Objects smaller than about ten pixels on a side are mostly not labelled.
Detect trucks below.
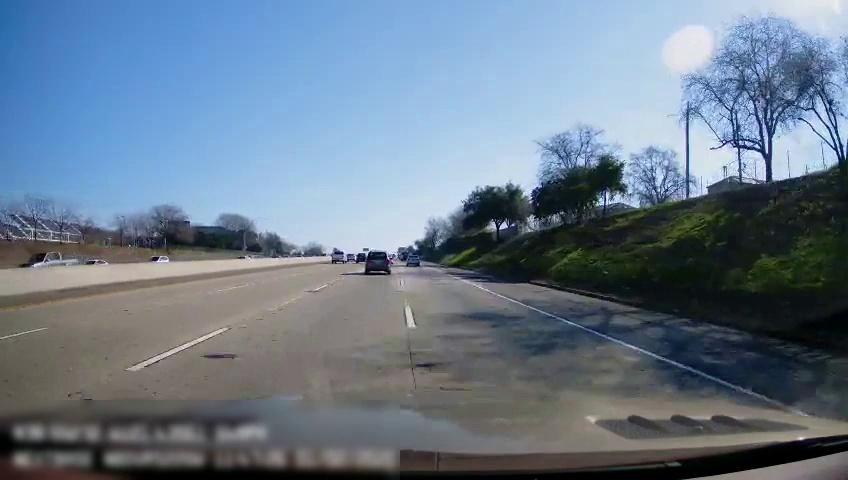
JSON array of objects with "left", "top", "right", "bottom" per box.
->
[{"left": 18, "top": 252, "right": 79, "bottom": 268}]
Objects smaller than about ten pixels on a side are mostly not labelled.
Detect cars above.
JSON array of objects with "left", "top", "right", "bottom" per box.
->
[
  {"left": 83, "top": 259, "right": 109, "bottom": 265},
  {"left": 355, "top": 252, "right": 367, "bottom": 263}
]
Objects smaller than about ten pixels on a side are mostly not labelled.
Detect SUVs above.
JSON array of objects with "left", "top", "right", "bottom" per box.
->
[
  {"left": 364, "top": 251, "right": 391, "bottom": 275},
  {"left": 146, "top": 255, "right": 169, "bottom": 264},
  {"left": 405, "top": 254, "right": 421, "bottom": 267},
  {"left": 330, "top": 250, "right": 348, "bottom": 265}
]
